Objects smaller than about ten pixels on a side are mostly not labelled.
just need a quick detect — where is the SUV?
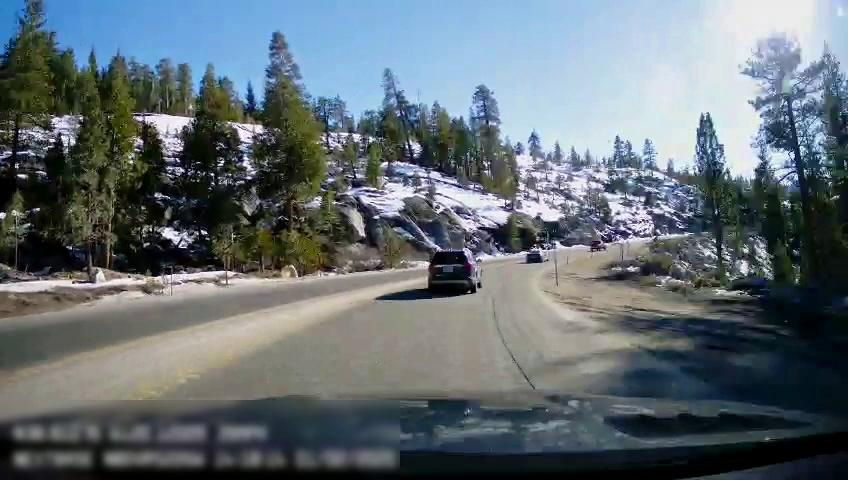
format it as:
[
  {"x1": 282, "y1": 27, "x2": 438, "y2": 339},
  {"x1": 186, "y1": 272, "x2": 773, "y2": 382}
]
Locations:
[{"x1": 428, "y1": 247, "x2": 484, "y2": 295}]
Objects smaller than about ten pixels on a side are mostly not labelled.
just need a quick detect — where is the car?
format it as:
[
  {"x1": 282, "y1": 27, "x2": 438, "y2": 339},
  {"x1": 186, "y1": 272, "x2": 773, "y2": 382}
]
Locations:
[{"x1": 526, "y1": 247, "x2": 547, "y2": 265}]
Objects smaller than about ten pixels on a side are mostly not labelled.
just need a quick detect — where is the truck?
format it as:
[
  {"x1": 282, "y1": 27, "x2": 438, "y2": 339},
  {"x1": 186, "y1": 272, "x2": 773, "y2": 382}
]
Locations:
[{"x1": 589, "y1": 239, "x2": 608, "y2": 253}]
